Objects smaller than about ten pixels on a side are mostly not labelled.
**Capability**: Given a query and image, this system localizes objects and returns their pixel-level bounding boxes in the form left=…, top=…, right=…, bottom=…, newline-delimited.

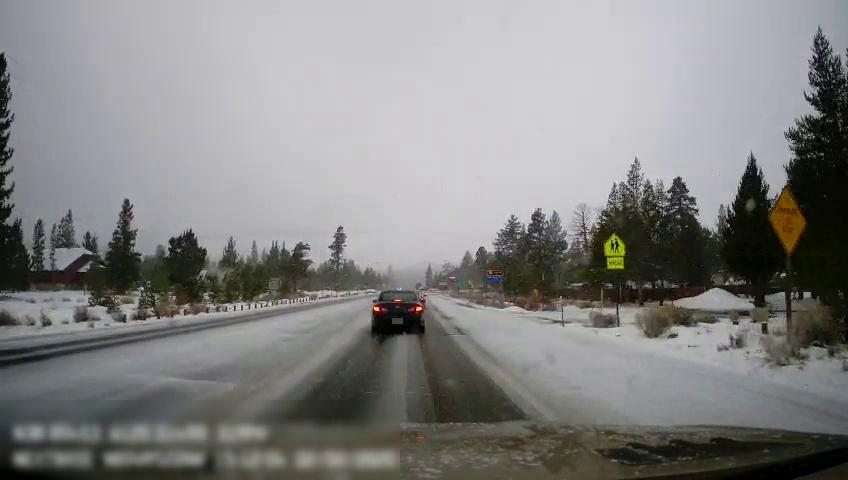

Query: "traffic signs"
left=770, top=186, right=805, bottom=256
left=606, top=257, right=624, bottom=270
left=604, top=233, right=625, bottom=256
left=487, top=276, right=503, bottom=282
left=487, top=270, right=503, bottom=276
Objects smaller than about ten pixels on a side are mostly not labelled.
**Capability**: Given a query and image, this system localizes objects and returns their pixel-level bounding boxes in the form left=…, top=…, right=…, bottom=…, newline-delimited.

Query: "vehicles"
left=372, top=289, right=425, bottom=334
left=416, top=291, right=427, bottom=305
